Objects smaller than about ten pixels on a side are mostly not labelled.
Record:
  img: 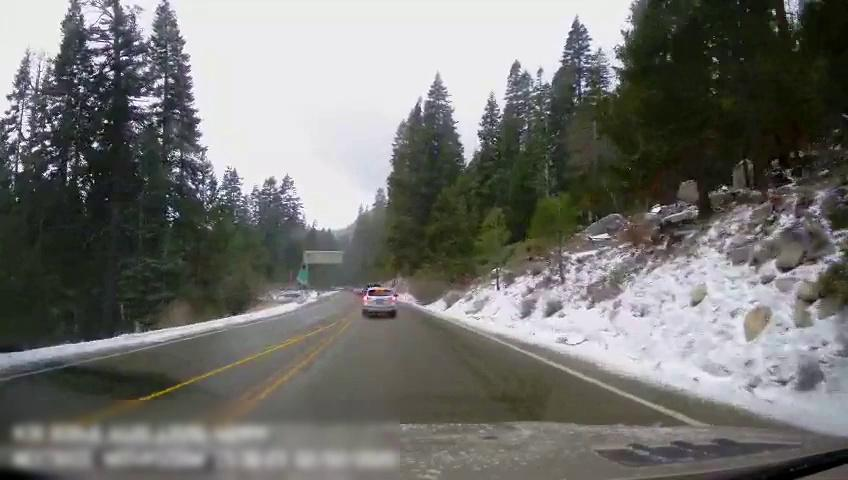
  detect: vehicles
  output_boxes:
[361,286,401,319]
[363,282,383,297]
[282,290,301,298]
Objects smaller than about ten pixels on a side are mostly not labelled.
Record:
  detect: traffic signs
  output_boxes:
[299,270,309,282]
